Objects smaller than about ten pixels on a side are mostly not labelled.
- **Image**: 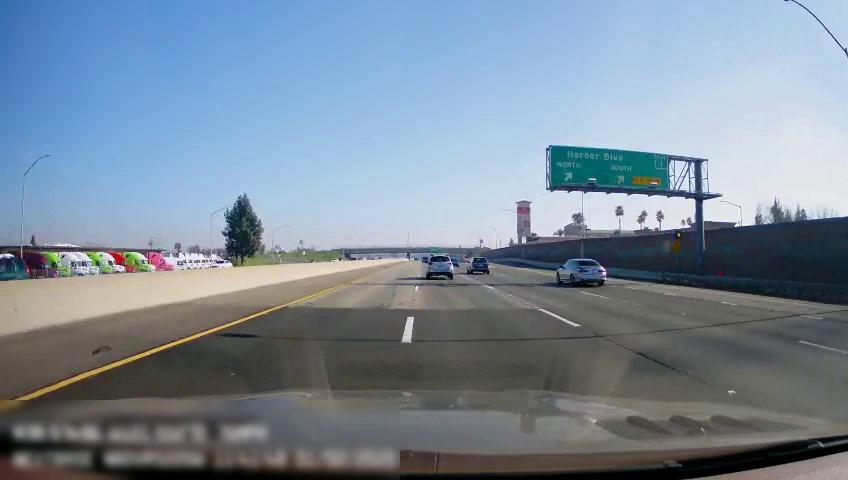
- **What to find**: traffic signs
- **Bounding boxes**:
[548,144,670,194]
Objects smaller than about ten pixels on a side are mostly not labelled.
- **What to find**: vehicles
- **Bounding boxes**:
[210,260,233,268]
[426,256,453,279]
[466,256,490,275]
[450,258,459,267]
[556,258,607,288]
[0,258,28,281]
